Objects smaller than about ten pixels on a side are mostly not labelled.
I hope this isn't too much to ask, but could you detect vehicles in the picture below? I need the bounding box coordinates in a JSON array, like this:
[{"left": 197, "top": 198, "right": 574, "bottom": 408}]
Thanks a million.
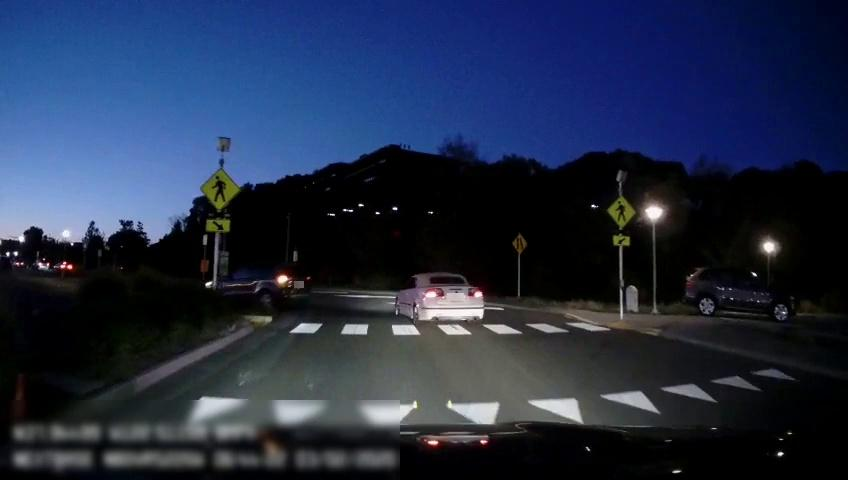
[
  {"left": 204, "top": 263, "right": 313, "bottom": 311},
  {"left": 26, "top": 258, "right": 51, "bottom": 270},
  {"left": 54, "top": 260, "right": 75, "bottom": 272},
  {"left": 684, "top": 265, "right": 801, "bottom": 323},
  {"left": 394, "top": 271, "right": 486, "bottom": 326}
]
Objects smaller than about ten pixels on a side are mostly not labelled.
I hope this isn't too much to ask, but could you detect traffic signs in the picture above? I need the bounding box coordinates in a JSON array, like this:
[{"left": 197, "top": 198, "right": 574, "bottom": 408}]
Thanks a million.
[
  {"left": 613, "top": 235, "right": 631, "bottom": 247},
  {"left": 205, "top": 218, "right": 231, "bottom": 233},
  {"left": 511, "top": 232, "right": 528, "bottom": 254},
  {"left": 199, "top": 259, "right": 209, "bottom": 273},
  {"left": 606, "top": 195, "right": 636, "bottom": 229},
  {"left": 199, "top": 167, "right": 241, "bottom": 210}
]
